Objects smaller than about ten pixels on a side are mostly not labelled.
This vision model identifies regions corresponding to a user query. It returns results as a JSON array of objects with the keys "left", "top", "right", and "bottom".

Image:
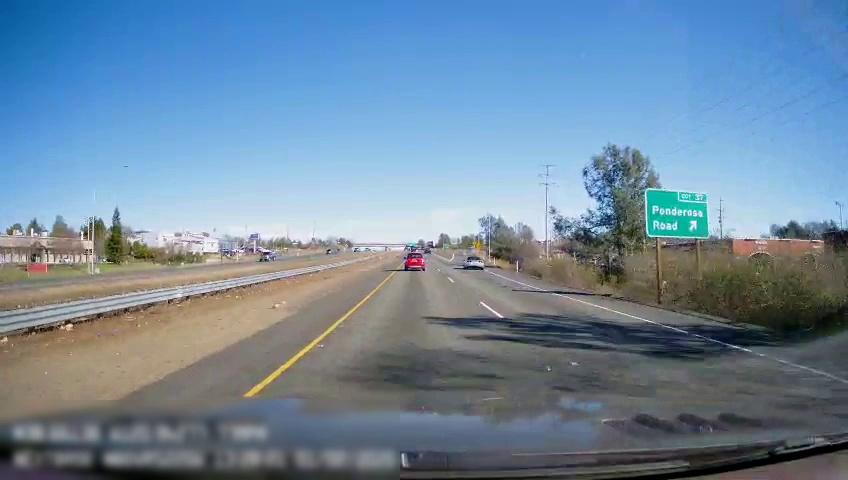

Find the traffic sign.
[{"left": 644, "top": 186, "right": 711, "bottom": 239}]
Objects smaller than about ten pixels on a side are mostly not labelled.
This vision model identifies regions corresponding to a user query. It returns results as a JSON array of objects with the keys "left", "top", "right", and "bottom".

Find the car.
[{"left": 462, "top": 253, "right": 485, "bottom": 270}]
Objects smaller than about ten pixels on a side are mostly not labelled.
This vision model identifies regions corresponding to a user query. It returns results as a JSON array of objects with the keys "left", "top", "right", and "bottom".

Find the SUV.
[{"left": 402, "top": 251, "right": 427, "bottom": 272}]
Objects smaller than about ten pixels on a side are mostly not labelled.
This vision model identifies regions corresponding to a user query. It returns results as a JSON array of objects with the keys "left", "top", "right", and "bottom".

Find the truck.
[{"left": 257, "top": 251, "right": 277, "bottom": 263}]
